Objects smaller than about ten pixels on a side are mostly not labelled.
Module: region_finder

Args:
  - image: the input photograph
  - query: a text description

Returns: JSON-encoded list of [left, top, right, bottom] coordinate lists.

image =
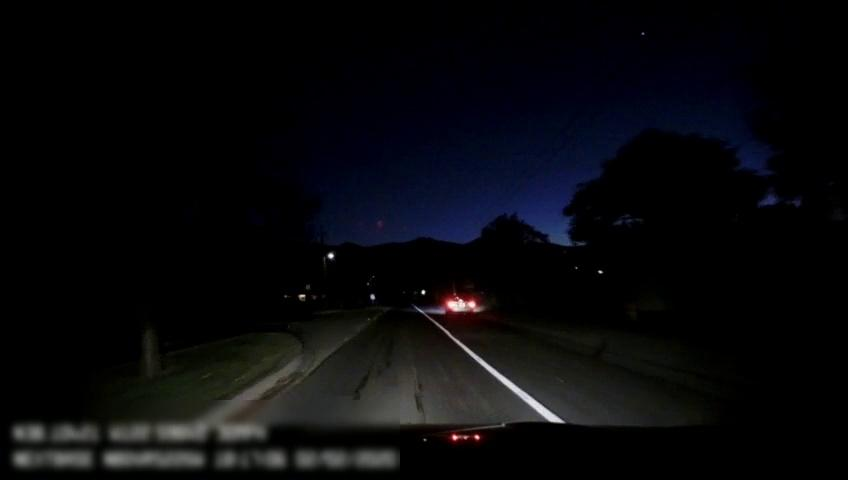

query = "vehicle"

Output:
[[445, 292, 481, 320]]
